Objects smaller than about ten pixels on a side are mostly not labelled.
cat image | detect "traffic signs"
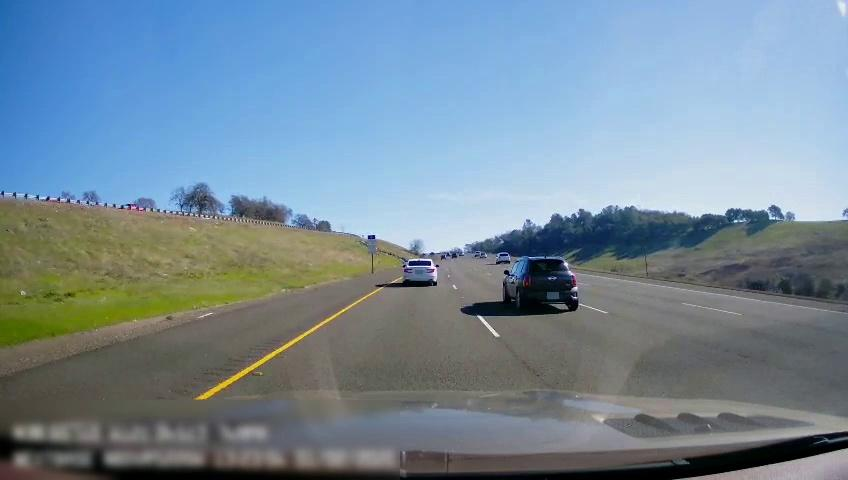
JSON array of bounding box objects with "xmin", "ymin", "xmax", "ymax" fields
[{"xmin": 367, "ymin": 234, "xmax": 377, "ymax": 253}]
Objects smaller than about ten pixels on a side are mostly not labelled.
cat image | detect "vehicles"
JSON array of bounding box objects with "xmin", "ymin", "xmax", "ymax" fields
[
  {"xmin": 119, "ymin": 203, "xmax": 146, "ymax": 213},
  {"xmin": 402, "ymin": 259, "xmax": 440, "ymax": 287},
  {"xmin": 502, "ymin": 255, "xmax": 579, "ymax": 315},
  {"xmin": 496, "ymin": 252, "xmax": 511, "ymax": 265}
]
